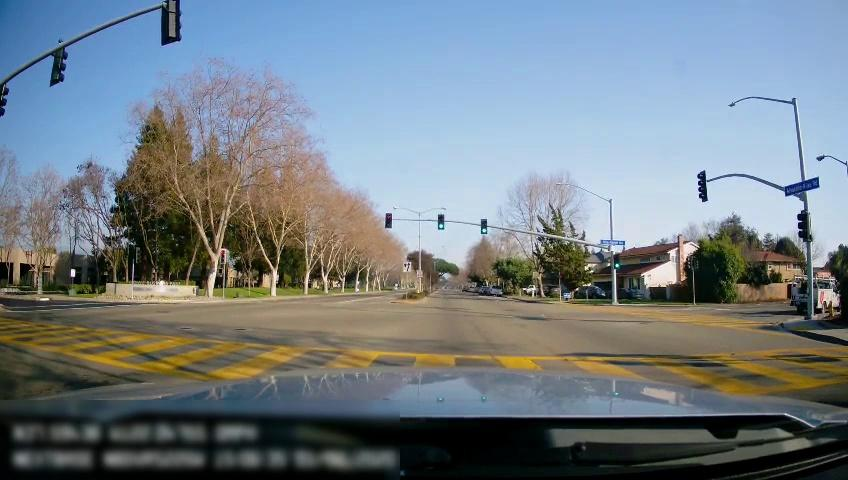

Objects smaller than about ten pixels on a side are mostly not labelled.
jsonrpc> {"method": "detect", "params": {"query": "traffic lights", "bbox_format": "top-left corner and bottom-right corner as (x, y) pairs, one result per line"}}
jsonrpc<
(384, 212), (393, 229)
(160, 0), (182, 47)
(219, 248), (228, 265)
(49, 40), (69, 88)
(437, 213), (446, 231)
(613, 253), (621, 270)
(797, 209), (814, 244)
(0, 80), (10, 117)
(480, 218), (488, 235)
(684, 255), (692, 271)
(692, 255), (700, 271)
(696, 169), (709, 204)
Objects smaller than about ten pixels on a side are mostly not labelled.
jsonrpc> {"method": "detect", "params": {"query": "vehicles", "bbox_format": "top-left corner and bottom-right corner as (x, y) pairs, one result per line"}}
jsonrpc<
(479, 285), (489, 297)
(544, 284), (562, 298)
(520, 284), (546, 297)
(608, 287), (643, 301)
(788, 275), (841, 316)
(487, 283), (504, 297)
(574, 285), (607, 300)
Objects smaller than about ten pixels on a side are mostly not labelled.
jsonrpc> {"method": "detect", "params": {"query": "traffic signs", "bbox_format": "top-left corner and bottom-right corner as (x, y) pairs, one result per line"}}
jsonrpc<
(784, 175), (820, 197)
(402, 260), (412, 273)
(600, 239), (626, 246)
